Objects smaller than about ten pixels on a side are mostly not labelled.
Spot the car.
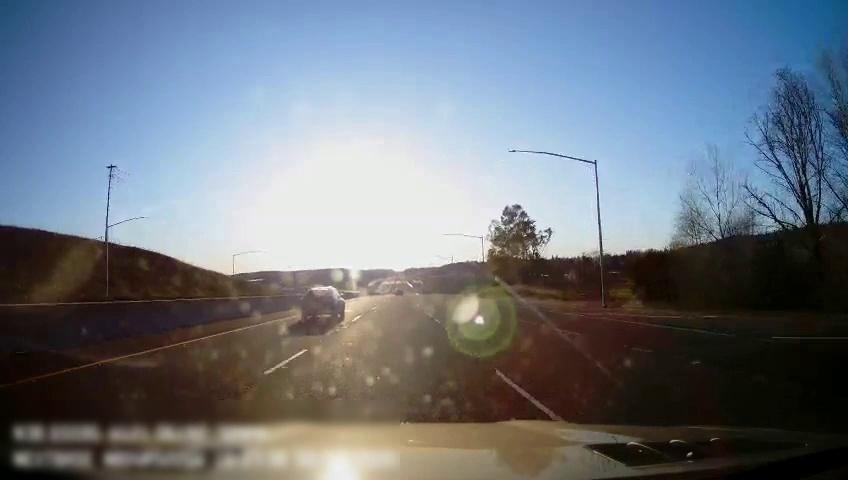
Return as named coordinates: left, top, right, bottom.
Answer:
left=299, top=286, right=346, bottom=323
